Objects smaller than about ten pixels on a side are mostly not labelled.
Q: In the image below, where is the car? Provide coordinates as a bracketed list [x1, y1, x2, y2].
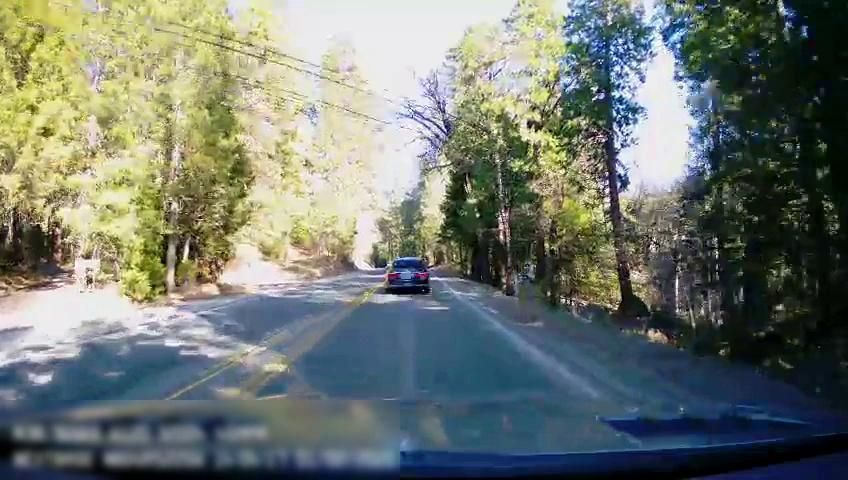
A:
[386, 257, 431, 294]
